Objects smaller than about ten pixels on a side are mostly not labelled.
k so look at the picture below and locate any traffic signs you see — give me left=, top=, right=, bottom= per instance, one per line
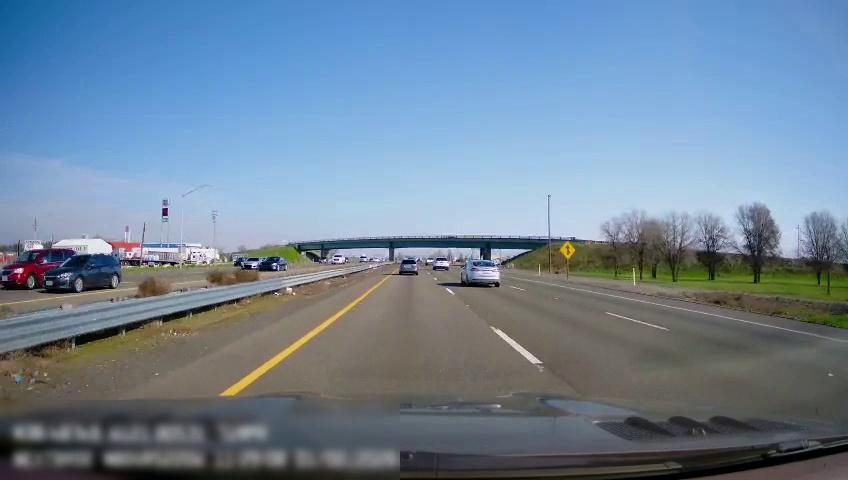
left=561, top=242, right=573, bottom=257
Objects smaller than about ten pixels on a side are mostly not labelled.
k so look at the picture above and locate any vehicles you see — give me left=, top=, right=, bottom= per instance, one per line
left=459, top=259, right=501, bottom=288
left=240, top=256, right=267, bottom=270
left=331, top=254, right=346, bottom=265
left=432, top=257, right=450, bottom=272
left=233, top=257, right=249, bottom=268
left=319, top=256, right=332, bottom=265
left=42, top=254, right=122, bottom=294
left=0, top=248, right=75, bottom=290
left=257, top=256, right=289, bottom=272
left=398, top=258, right=419, bottom=276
